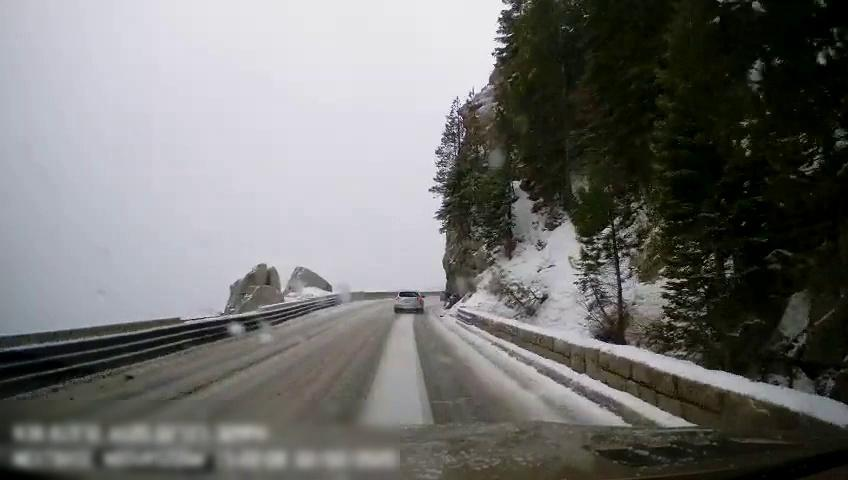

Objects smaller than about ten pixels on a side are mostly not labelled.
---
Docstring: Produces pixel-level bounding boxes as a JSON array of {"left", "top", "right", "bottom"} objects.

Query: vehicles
[
  {"left": 439, "top": 291, "right": 445, "bottom": 302},
  {"left": 393, "top": 290, "right": 426, "bottom": 315}
]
